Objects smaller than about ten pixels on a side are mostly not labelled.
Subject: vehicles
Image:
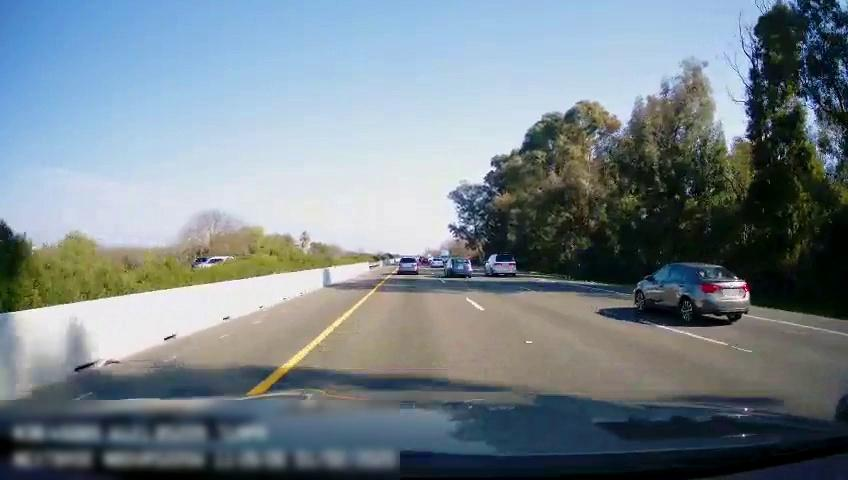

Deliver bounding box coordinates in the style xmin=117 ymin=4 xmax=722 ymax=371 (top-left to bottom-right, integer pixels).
xmin=444 ymin=258 xmax=474 ymax=280
xmin=632 ymin=261 xmax=751 ymax=327
xmin=441 ymin=255 xmax=449 ymax=263
xmin=198 ymin=256 xmax=238 ymax=268
xmin=420 ymin=257 xmax=430 ymax=265
xmin=484 ymin=254 xmax=518 ymax=278
xmin=396 ymin=256 xmax=420 ymax=275
xmin=429 ymin=256 xmax=444 ymax=268
xmin=188 ymin=256 xmax=212 ymax=269
xmin=834 ymin=393 xmax=848 ymax=424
